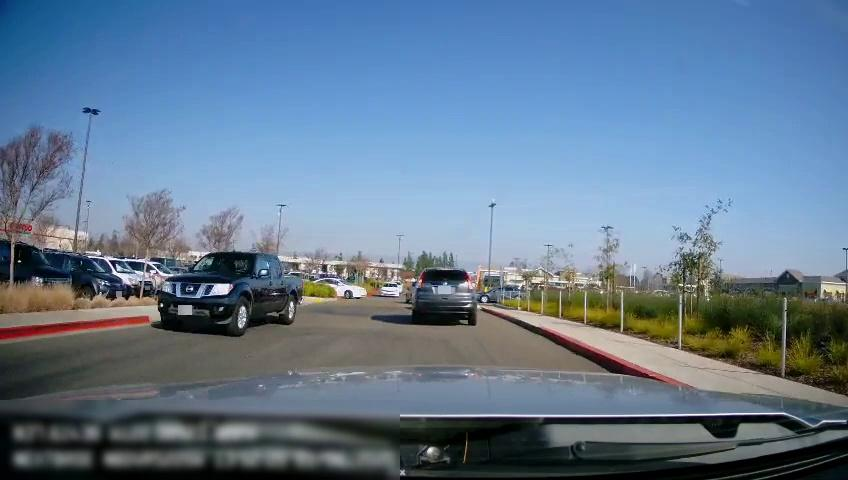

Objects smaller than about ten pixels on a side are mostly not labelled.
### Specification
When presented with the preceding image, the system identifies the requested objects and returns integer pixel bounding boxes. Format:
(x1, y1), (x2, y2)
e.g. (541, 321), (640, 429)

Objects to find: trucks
(155, 252), (306, 338)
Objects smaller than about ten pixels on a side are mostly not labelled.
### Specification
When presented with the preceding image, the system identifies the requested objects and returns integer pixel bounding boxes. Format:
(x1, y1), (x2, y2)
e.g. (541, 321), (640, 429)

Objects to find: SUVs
(412, 268), (478, 326)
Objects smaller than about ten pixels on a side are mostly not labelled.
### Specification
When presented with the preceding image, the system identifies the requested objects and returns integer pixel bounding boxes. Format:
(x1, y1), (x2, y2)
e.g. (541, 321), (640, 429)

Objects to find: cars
(477, 284), (532, 304)
(378, 281), (399, 298)
(312, 277), (369, 300)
